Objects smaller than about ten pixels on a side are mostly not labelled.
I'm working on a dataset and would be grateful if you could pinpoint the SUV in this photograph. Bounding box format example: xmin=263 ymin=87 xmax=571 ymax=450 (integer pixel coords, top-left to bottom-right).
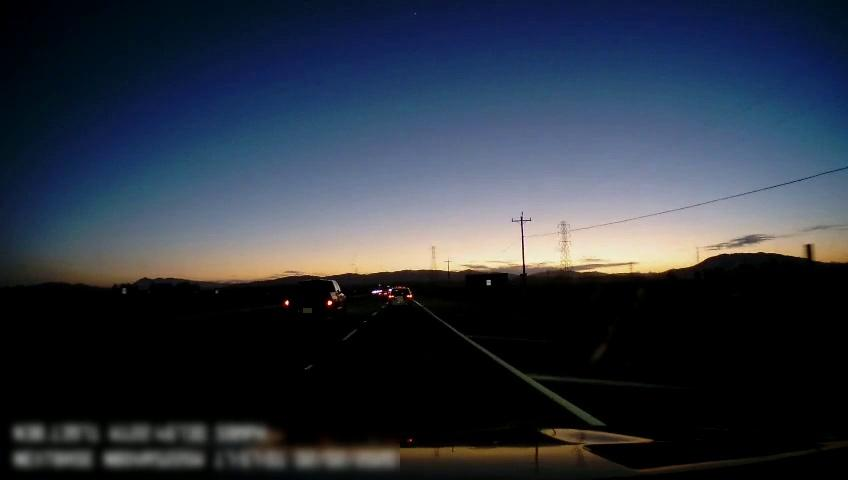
xmin=388 ymin=287 xmax=413 ymax=309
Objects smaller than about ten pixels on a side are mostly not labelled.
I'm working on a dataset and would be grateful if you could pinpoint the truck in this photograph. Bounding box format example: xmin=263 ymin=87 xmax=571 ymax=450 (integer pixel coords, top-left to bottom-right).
xmin=284 ymin=279 xmax=347 ymax=322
